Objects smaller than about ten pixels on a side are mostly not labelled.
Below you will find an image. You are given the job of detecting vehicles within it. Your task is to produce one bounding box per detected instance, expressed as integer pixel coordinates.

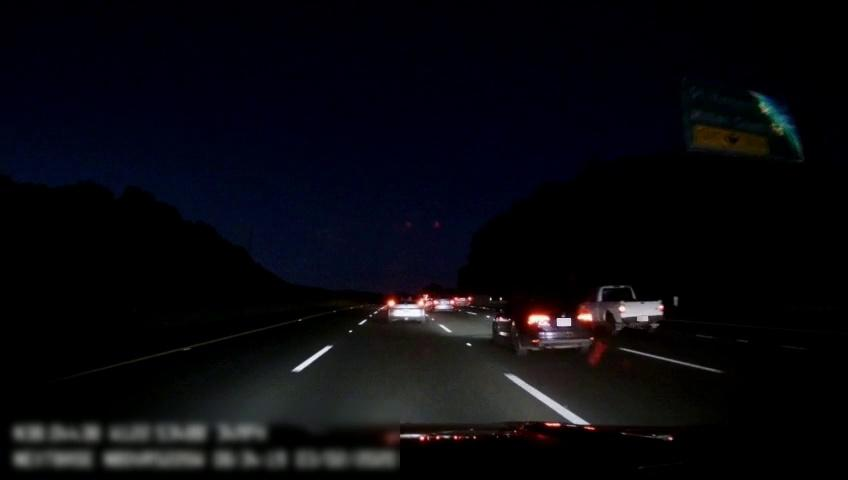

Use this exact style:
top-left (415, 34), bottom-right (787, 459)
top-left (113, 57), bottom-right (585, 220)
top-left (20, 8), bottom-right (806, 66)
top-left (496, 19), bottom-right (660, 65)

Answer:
top-left (432, 291), bottom-right (455, 314)
top-left (491, 291), bottom-right (595, 356)
top-left (578, 284), bottom-right (665, 335)
top-left (454, 291), bottom-right (472, 308)
top-left (389, 293), bottom-right (425, 323)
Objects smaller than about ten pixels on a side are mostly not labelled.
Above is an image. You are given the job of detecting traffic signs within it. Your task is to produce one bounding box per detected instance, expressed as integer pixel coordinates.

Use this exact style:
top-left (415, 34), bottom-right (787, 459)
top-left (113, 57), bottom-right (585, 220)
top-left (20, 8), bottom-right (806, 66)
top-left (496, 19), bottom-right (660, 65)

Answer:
top-left (682, 81), bottom-right (807, 164)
